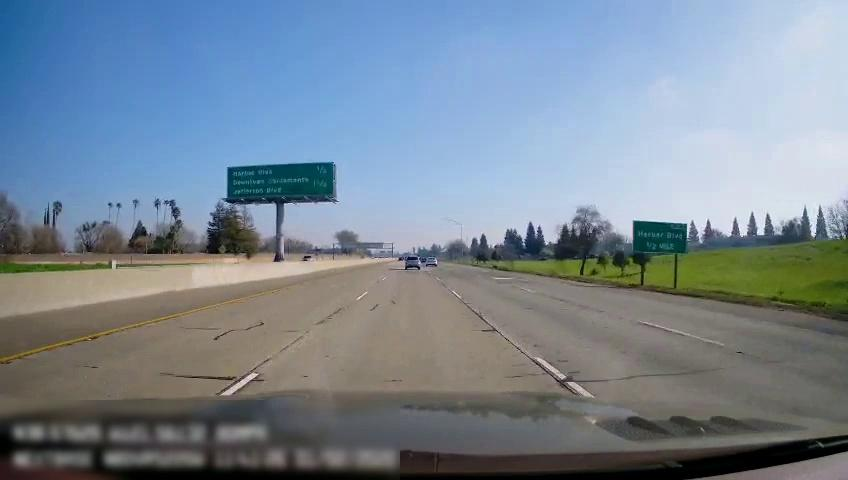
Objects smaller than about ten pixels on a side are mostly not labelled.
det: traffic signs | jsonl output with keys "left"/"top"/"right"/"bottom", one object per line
{"left": 343, "top": 241, "right": 357, "bottom": 249}
{"left": 632, "top": 219, "right": 689, "bottom": 256}
{"left": 359, "top": 241, "right": 384, "bottom": 249}
{"left": 225, "top": 161, "right": 335, "bottom": 201}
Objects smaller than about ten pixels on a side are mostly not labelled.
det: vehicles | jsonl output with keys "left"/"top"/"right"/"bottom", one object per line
{"left": 301, "top": 255, "right": 313, "bottom": 262}
{"left": 426, "top": 258, "right": 438, "bottom": 267}
{"left": 405, "top": 257, "right": 421, "bottom": 270}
